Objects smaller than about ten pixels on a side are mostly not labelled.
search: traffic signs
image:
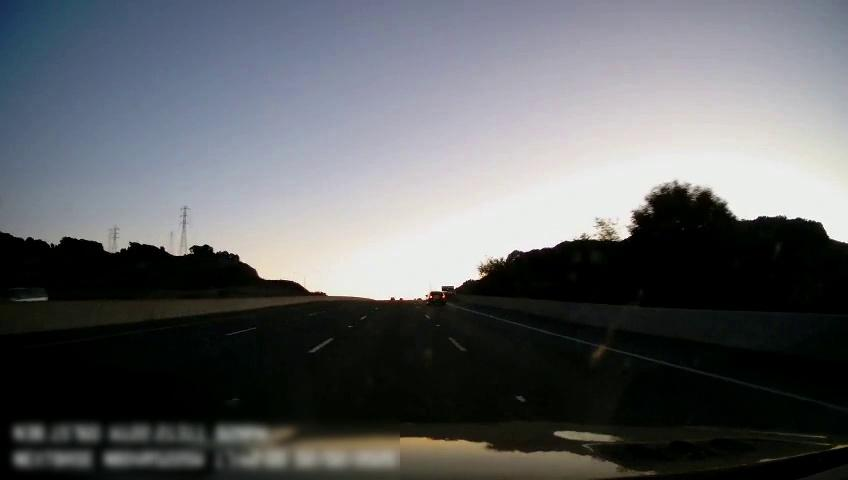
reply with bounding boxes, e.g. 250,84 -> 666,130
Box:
441,286 -> 454,292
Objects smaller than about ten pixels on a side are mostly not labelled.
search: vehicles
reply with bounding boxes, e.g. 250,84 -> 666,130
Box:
6,287 -> 48,305
426,291 -> 447,308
